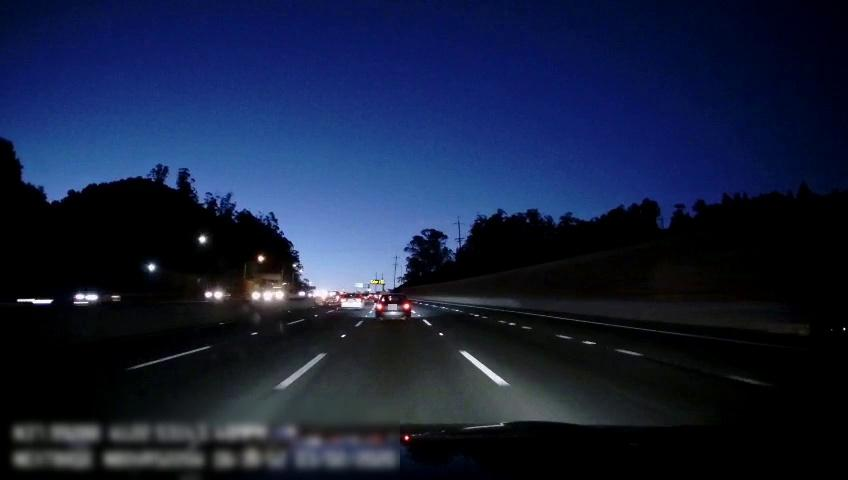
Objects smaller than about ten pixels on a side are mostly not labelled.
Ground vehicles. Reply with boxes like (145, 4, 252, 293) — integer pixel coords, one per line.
(16, 281, 100, 307)
(374, 291, 386, 303)
(375, 293, 411, 324)
(205, 288, 231, 302)
(252, 289, 273, 302)
(98, 290, 121, 306)
(269, 282, 290, 302)
(323, 291, 344, 309)
(340, 292, 365, 312)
